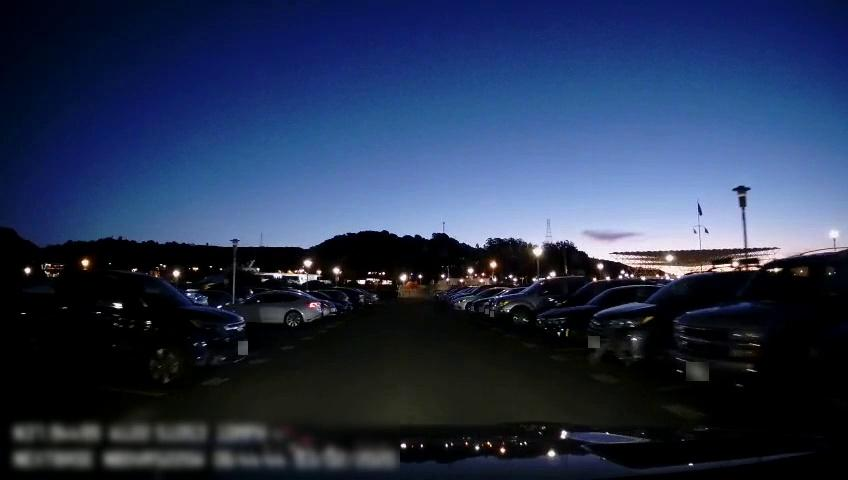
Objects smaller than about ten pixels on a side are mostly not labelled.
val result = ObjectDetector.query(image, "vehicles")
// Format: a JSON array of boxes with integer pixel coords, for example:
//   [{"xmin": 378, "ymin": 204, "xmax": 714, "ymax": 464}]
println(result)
[
  {"xmin": 324, "ymin": 285, "xmax": 365, "ymax": 306},
  {"xmin": 314, "ymin": 289, "xmax": 350, "ymax": 307},
  {"xmin": 298, "ymin": 290, "xmax": 353, "ymax": 312},
  {"xmin": 173, "ymin": 287, "xmax": 208, "ymax": 306},
  {"xmin": 455, "ymin": 284, "xmax": 515, "ymax": 300},
  {"xmin": 491, "ymin": 275, "xmax": 587, "ymax": 329},
  {"xmin": 535, "ymin": 284, "xmax": 667, "ymax": 342},
  {"xmin": 666, "ymin": 251, "xmax": 848, "ymax": 393},
  {"xmin": 453, "ymin": 286, "xmax": 528, "ymax": 315},
  {"xmin": 216, "ymin": 290, "xmax": 322, "ymax": 331},
  {"xmin": 344, "ymin": 286, "xmax": 378, "ymax": 302},
  {"xmin": 286, "ymin": 288, "xmax": 338, "ymax": 317},
  {"xmin": 0, "ymin": 268, "xmax": 250, "ymax": 390},
  {"xmin": 583, "ymin": 264, "xmax": 763, "ymax": 362},
  {"xmin": 194, "ymin": 290, "xmax": 236, "ymax": 309},
  {"xmin": 549, "ymin": 278, "xmax": 659, "ymax": 310}
]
